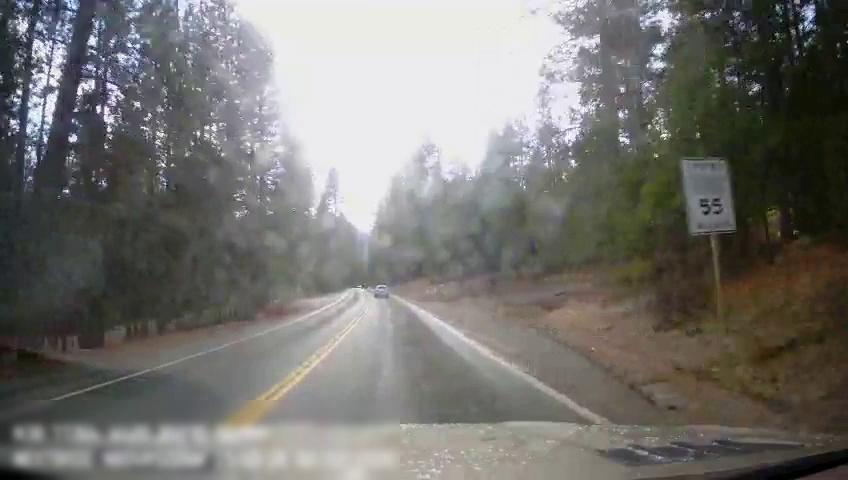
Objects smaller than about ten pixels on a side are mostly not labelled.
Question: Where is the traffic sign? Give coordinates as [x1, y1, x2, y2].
[678, 157, 739, 238]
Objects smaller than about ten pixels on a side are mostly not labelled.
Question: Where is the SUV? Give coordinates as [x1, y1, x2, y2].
[373, 284, 390, 300]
